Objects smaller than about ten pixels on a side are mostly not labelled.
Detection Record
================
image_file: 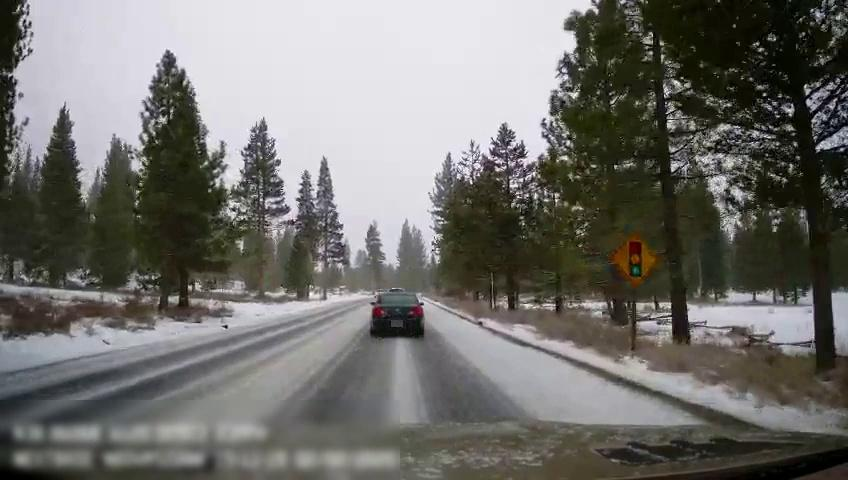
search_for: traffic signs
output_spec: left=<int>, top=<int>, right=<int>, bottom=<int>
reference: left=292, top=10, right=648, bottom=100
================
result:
left=610, top=236, right=656, bottom=287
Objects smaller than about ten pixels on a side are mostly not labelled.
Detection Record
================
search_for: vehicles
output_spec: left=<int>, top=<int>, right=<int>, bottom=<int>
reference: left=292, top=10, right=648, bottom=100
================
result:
left=374, top=289, right=386, bottom=298
left=369, top=292, right=425, bottom=337
left=388, top=288, right=404, bottom=293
